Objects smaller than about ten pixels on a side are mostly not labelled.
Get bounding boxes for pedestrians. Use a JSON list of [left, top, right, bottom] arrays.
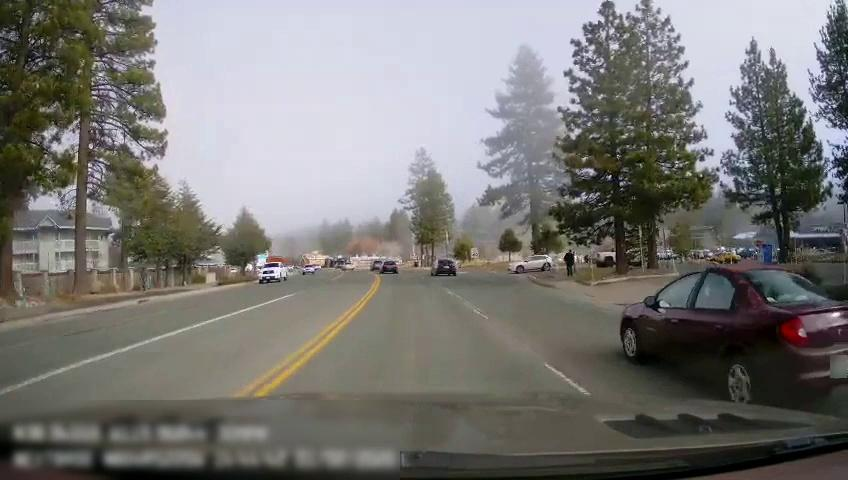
[[564, 248, 576, 277]]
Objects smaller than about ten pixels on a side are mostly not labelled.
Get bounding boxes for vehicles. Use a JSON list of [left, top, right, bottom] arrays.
[[508, 254, 553, 275], [340, 260, 354, 272], [257, 263, 288, 284], [594, 248, 641, 268], [301, 263, 317, 275], [370, 259, 384, 272], [429, 258, 457, 277], [380, 259, 399, 274], [620, 263, 848, 409]]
